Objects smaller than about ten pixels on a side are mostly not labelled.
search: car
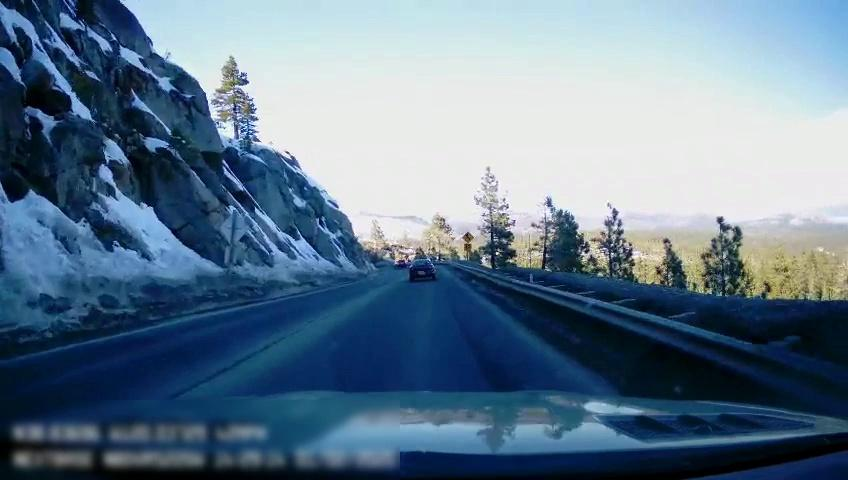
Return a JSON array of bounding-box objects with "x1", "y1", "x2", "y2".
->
[{"x1": 407, "y1": 259, "x2": 436, "y2": 281}]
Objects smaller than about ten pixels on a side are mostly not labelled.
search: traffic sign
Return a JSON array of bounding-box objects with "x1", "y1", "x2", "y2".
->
[{"x1": 462, "y1": 231, "x2": 473, "y2": 243}]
